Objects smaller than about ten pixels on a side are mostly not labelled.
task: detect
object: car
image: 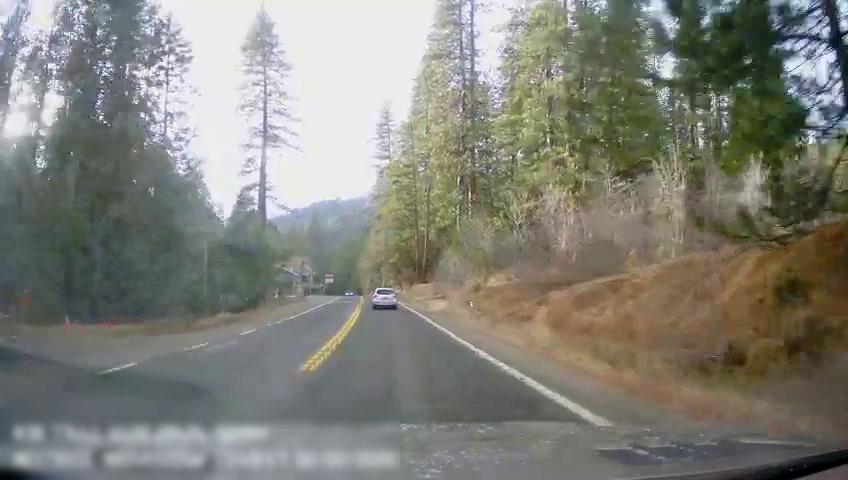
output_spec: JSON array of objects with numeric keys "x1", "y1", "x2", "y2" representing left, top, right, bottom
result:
[{"x1": 371, "y1": 287, "x2": 398, "y2": 310}]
